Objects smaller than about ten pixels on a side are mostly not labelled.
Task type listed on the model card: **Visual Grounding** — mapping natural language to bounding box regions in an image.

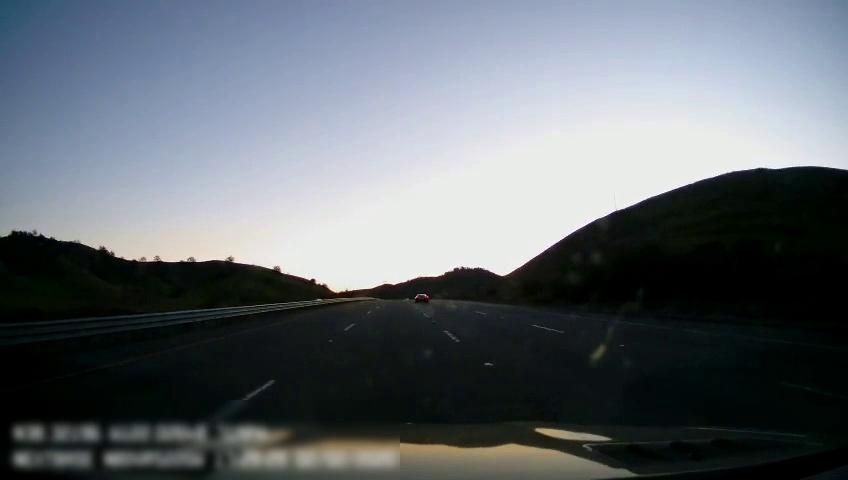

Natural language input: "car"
[415,293,429,304]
